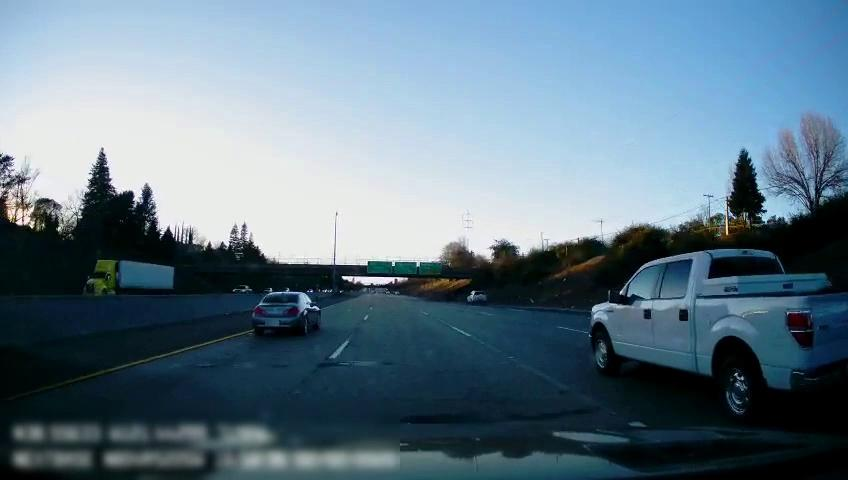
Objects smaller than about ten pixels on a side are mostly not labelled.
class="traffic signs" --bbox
[394,262,418,276]
[367,261,393,275]
[418,261,442,277]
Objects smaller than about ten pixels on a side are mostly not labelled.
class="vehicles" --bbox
[83,258,175,295]
[232,284,254,295]
[250,290,322,339]
[466,290,488,304]
[587,250,848,421]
